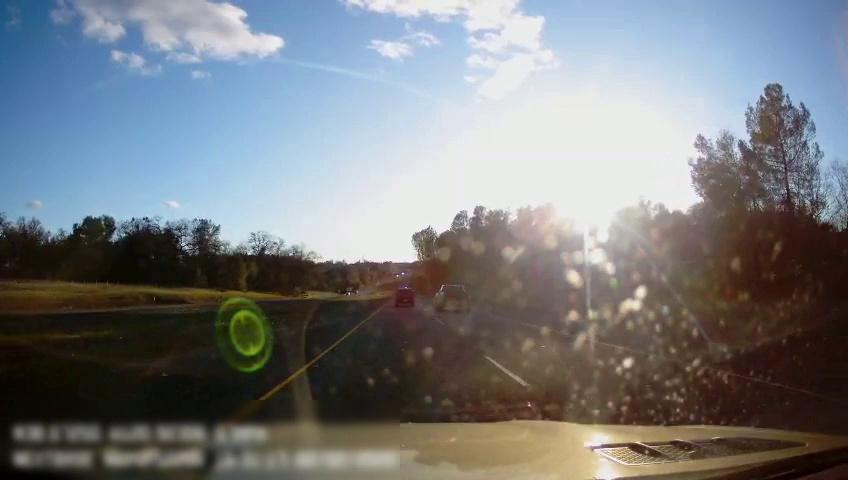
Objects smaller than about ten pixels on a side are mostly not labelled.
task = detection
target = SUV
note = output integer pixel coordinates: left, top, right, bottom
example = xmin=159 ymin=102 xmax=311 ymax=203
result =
xmin=393 ymin=287 xmax=416 ymax=308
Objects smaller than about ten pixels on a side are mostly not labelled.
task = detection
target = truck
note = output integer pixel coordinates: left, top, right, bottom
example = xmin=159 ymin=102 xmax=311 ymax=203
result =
xmin=434 ymin=284 xmax=472 ymax=315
